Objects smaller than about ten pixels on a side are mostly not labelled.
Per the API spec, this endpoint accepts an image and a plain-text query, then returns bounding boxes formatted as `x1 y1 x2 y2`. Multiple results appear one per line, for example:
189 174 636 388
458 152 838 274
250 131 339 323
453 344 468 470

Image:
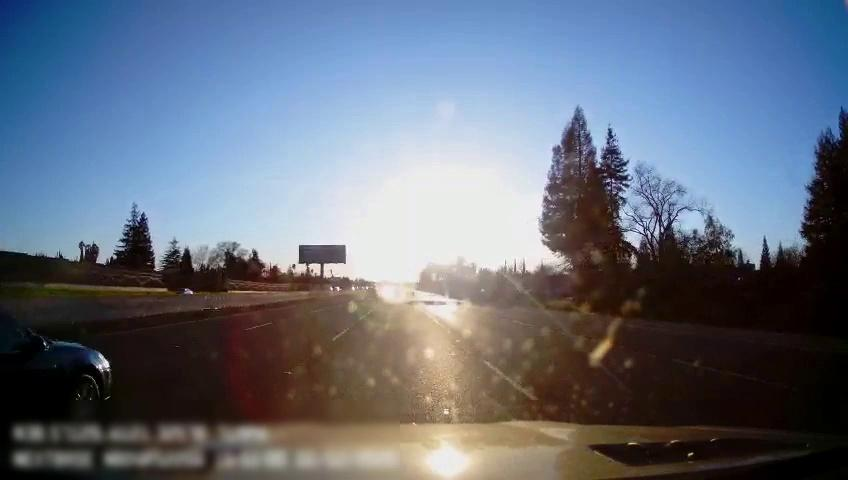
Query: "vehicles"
175 287 194 297
363 283 379 301
0 306 113 446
